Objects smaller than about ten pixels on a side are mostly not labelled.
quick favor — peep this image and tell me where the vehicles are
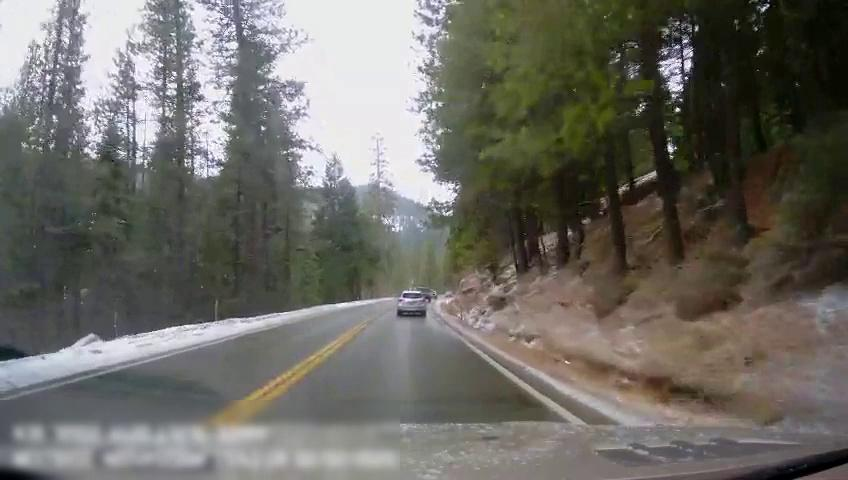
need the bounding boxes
[417,287,432,302]
[397,291,426,317]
